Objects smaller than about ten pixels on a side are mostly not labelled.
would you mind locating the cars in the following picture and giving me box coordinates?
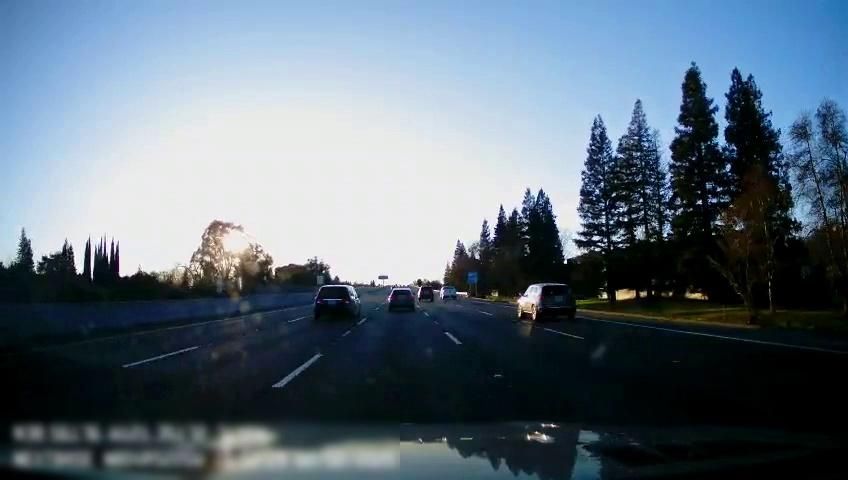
[387,287,416,312]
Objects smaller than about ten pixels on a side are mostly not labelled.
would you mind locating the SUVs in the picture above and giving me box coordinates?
[312,284,362,321]
[515,282,577,322]
[417,285,434,302]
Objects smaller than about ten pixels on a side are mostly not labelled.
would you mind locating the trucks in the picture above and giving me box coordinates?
[439,285,457,300]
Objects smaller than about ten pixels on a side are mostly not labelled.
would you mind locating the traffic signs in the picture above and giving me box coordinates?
[467,271,479,284]
[378,275,389,280]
